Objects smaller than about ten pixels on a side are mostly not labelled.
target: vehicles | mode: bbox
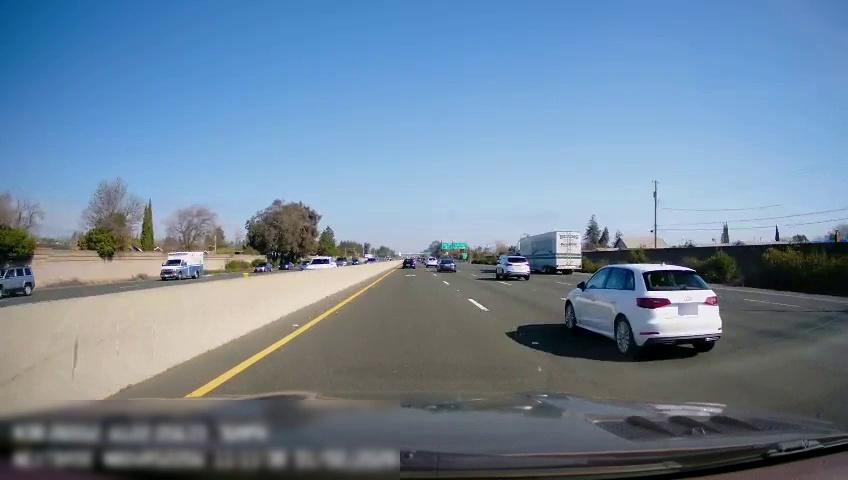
[253,262,272,273]
[400,257,416,270]
[160,251,204,281]
[0,265,38,297]
[302,256,337,270]
[495,256,531,281]
[278,261,295,270]
[425,258,439,268]
[364,253,375,259]
[436,259,457,272]
[516,230,583,275]
[335,257,347,266]
[564,264,724,356]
